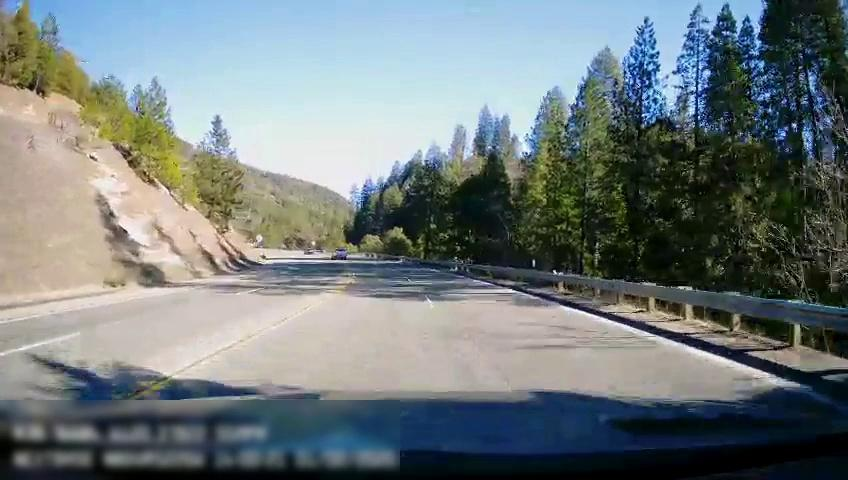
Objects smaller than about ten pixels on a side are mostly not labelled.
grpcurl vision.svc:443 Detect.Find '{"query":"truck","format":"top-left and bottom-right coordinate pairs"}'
top-left (331, 247), bottom-right (347, 260)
